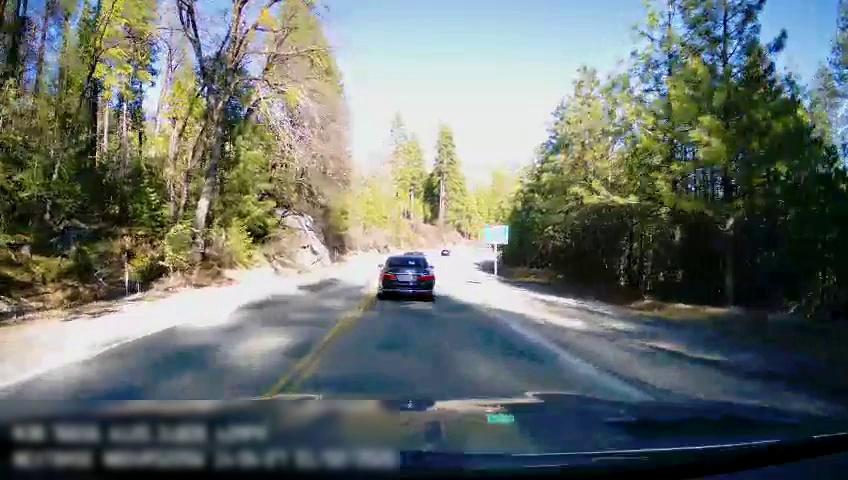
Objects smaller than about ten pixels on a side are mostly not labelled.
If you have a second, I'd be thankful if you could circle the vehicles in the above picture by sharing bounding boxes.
[404,251,426,260]
[377,254,436,298]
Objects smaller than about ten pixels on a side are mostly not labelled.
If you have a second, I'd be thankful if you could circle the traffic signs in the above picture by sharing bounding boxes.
[482,223,510,244]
